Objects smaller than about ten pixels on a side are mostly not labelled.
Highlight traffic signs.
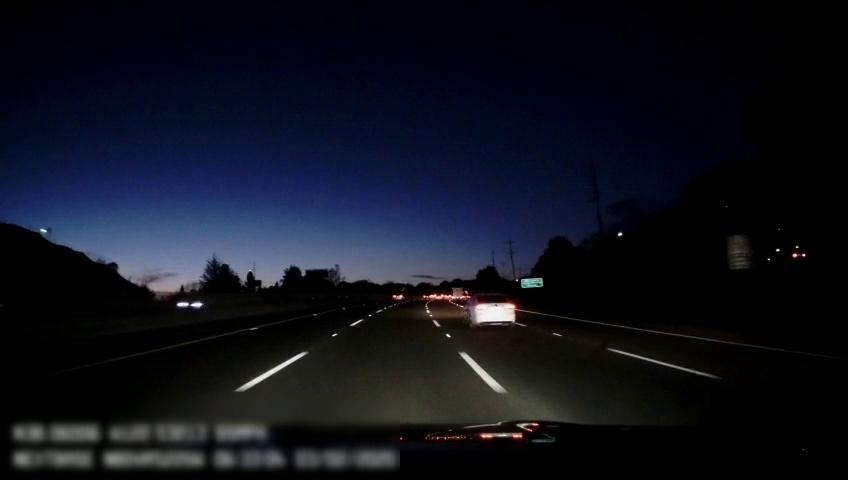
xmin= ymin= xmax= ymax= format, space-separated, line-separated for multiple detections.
xmin=520 ymin=277 xmax=544 ymax=289
xmin=726 ymin=236 xmax=752 ymax=271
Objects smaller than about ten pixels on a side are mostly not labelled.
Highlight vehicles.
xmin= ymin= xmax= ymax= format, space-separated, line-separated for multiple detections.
xmin=176 ymin=296 xmax=209 ymax=312
xmin=451 ymin=287 xmax=462 ymax=300
xmin=463 ymin=293 xmax=516 ymax=330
